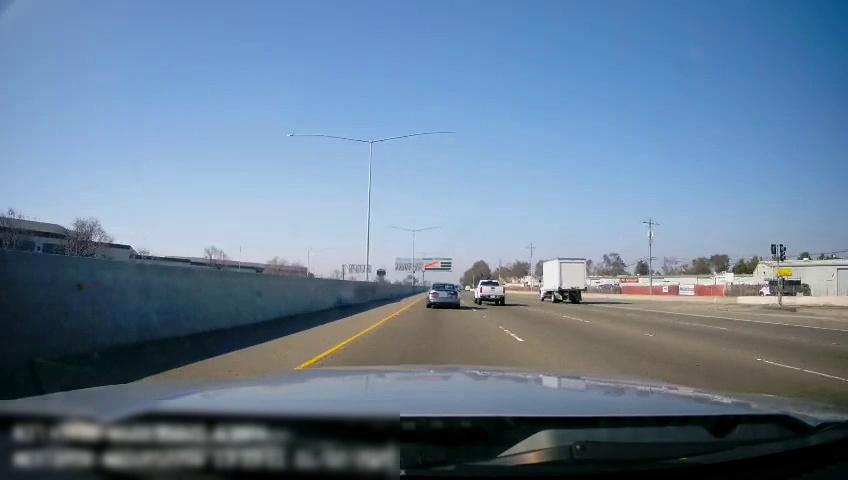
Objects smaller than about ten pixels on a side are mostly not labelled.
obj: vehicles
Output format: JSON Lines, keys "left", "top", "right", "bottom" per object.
{"left": 474, "top": 280, "right": 506, "bottom": 306}
{"left": 539, "top": 258, "right": 586, "bottom": 303}
{"left": 425, "top": 282, "right": 462, "bottom": 309}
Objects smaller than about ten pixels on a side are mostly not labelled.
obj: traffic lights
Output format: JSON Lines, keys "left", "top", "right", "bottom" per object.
{"left": 780, "top": 277, "right": 785, "bottom": 290}
{"left": 779, "top": 243, "right": 788, "bottom": 263}
{"left": 771, "top": 243, "right": 776, "bottom": 254}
